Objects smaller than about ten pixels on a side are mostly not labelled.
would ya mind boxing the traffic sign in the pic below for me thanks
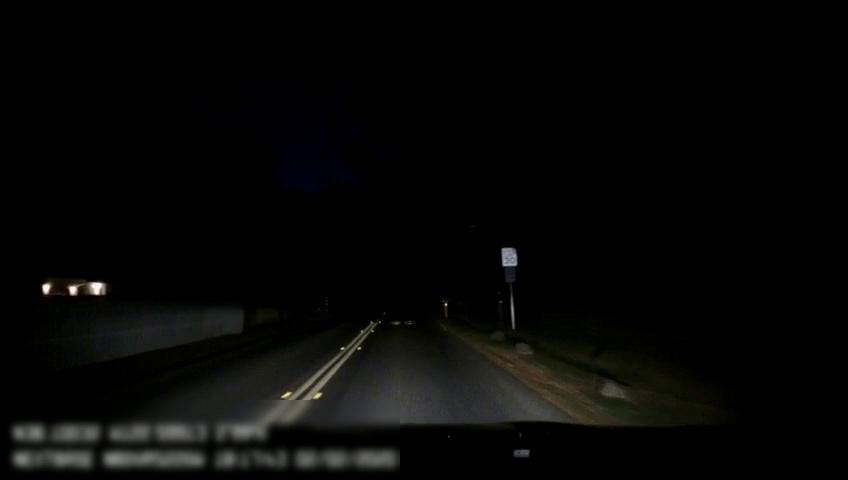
[501,247,518,266]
